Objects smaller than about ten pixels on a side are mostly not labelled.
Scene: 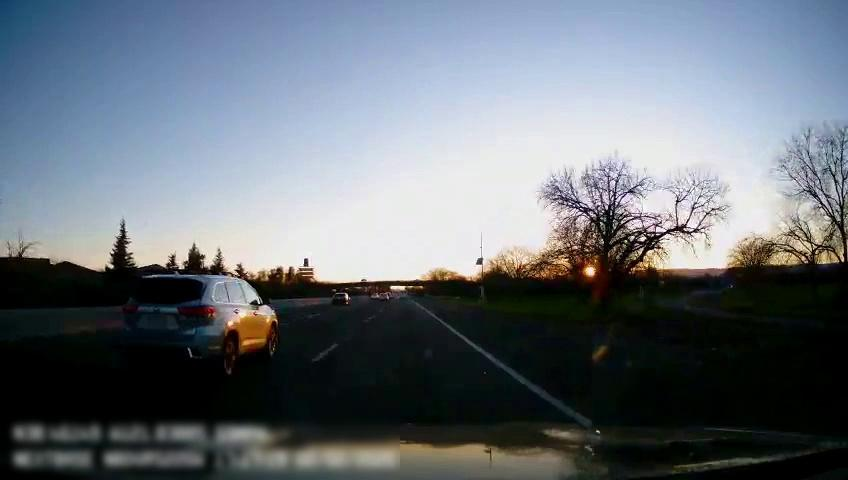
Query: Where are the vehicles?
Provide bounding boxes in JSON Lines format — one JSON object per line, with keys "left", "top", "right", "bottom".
{"left": 120, "top": 269, "right": 281, "bottom": 380}
{"left": 378, "top": 292, "right": 390, "bottom": 302}
{"left": 332, "top": 292, "right": 352, "bottom": 306}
